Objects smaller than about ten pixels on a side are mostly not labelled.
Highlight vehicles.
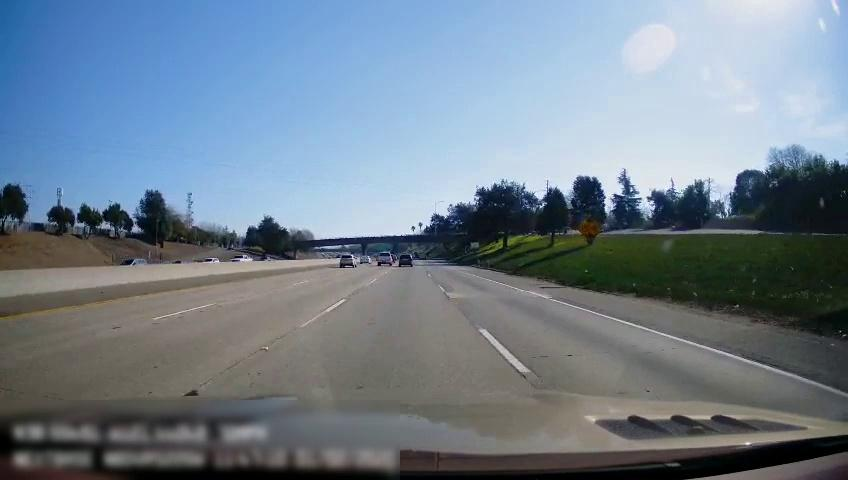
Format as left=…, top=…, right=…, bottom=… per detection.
left=376, top=251, right=393, bottom=267
left=397, top=253, right=414, bottom=268
left=202, top=258, right=220, bottom=264
left=117, top=259, right=145, bottom=267
left=338, top=253, right=358, bottom=269
left=360, top=255, right=373, bottom=265
left=231, top=255, right=253, bottom=262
